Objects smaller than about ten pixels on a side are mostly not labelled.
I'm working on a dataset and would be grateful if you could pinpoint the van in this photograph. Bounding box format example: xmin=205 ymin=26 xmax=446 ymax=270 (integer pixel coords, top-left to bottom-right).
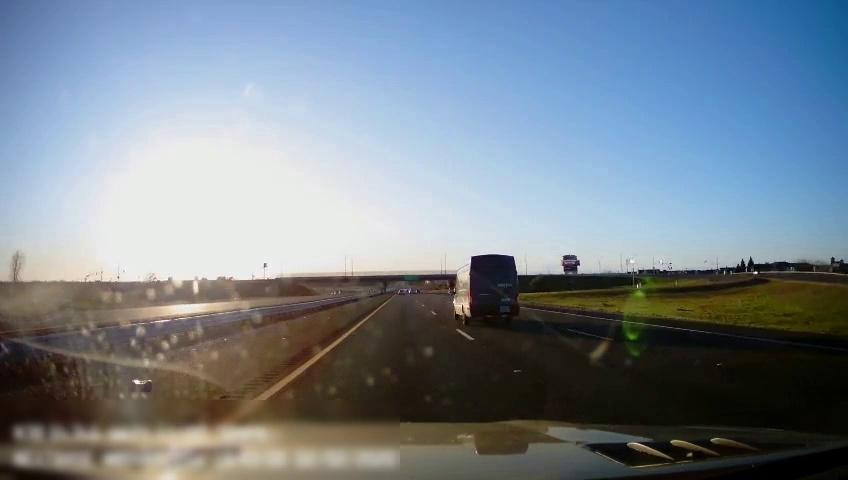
xmin=449 ymin=255 xmax=520 ymax=327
